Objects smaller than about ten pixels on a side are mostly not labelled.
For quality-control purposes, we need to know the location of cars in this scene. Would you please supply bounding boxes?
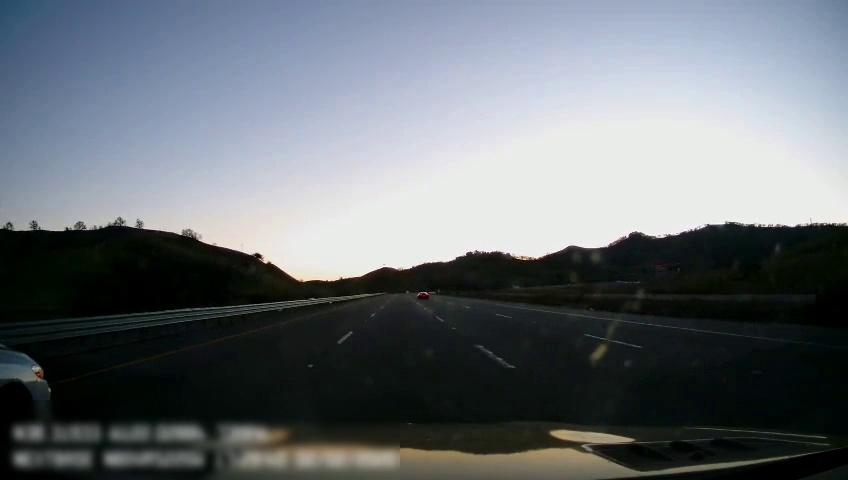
[0,344,54,443]
[417,291,430,301]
